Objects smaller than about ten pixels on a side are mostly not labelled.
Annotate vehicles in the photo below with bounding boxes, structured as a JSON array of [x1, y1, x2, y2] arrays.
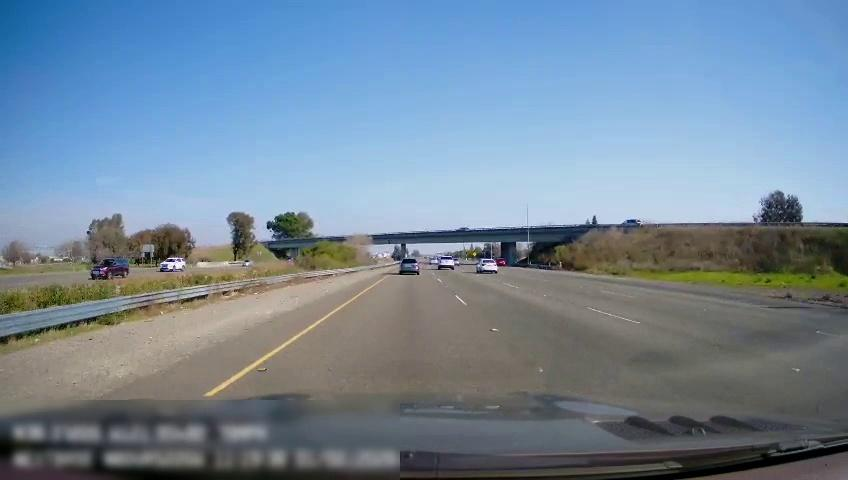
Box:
[[494, 257, 506, 267], [621, 218, 642, 227], [428, 255, 440, 266], [398, 258, 420, 276], [475, 258, 498, 274], [437, 256, 455, 271], [241, 258, 255, 268], [159, 257, 186, 273], [89, 257, 130, 281]]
